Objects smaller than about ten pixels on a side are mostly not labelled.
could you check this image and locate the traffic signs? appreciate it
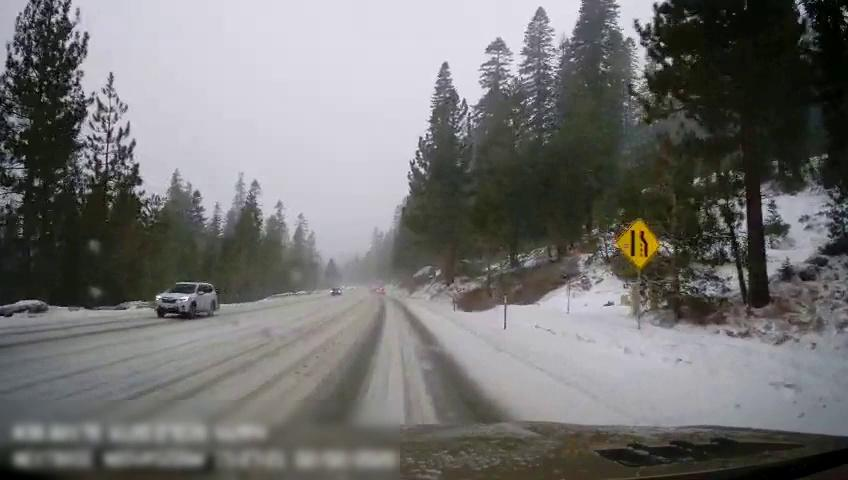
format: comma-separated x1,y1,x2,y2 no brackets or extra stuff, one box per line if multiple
613,217,661,270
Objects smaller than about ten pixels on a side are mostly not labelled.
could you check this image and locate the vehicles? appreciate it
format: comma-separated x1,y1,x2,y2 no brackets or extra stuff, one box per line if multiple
329,287,343,296
155,281,217,319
